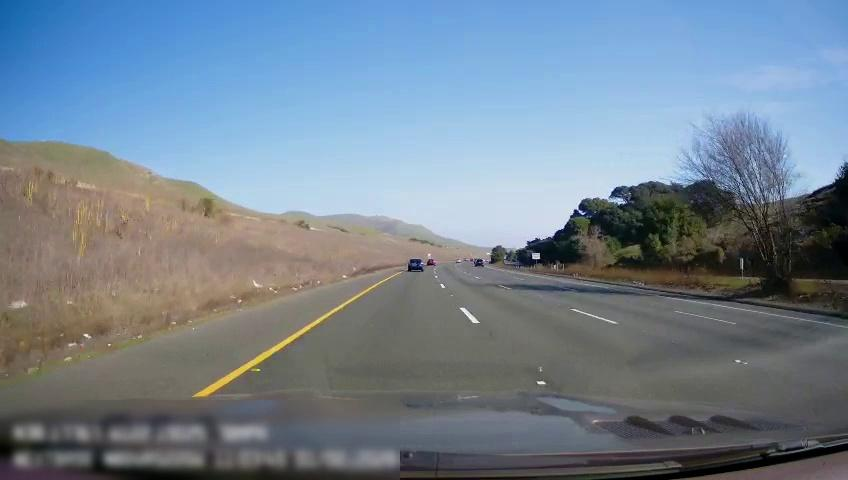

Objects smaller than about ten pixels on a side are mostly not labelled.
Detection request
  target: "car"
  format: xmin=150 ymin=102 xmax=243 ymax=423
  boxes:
xmin=407 ymin=258 xmax=424 ymax=272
